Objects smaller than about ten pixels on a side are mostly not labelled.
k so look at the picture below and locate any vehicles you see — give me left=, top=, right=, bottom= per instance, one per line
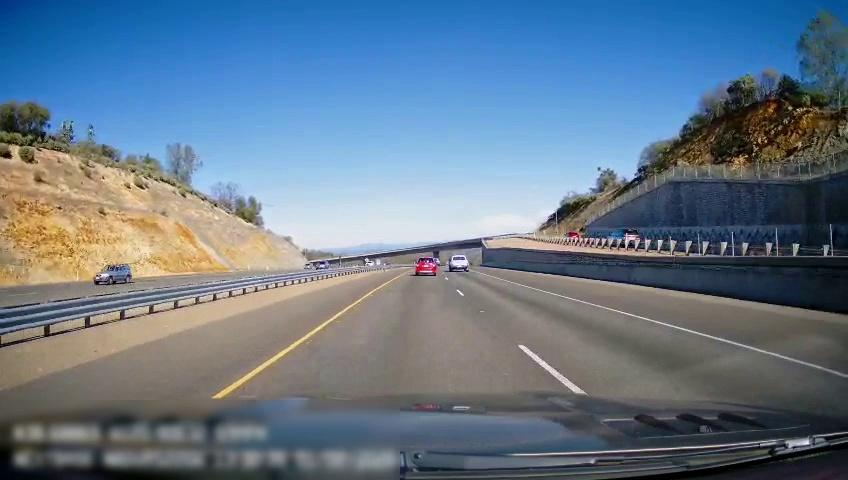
left=566, top=231, right=578, bottom=240
left=415, top=258, right=437, bottom=275
left=449, top=256, right=470, bottom=272
left=92, top=264, right=133, bottom=285
left=617, top=229, right=640, bottom=241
